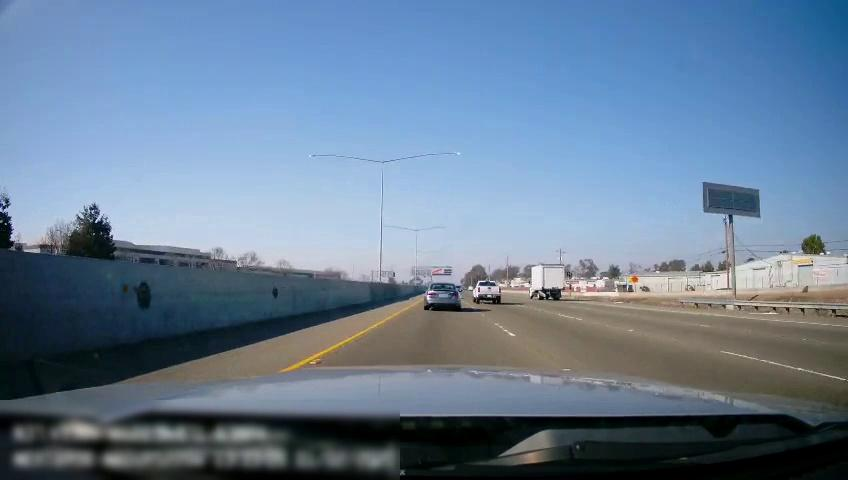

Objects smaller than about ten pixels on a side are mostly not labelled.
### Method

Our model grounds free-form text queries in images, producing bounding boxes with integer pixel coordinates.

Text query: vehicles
[423,281,461,311]
[472,279,501,304]
[530,264,565,300]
